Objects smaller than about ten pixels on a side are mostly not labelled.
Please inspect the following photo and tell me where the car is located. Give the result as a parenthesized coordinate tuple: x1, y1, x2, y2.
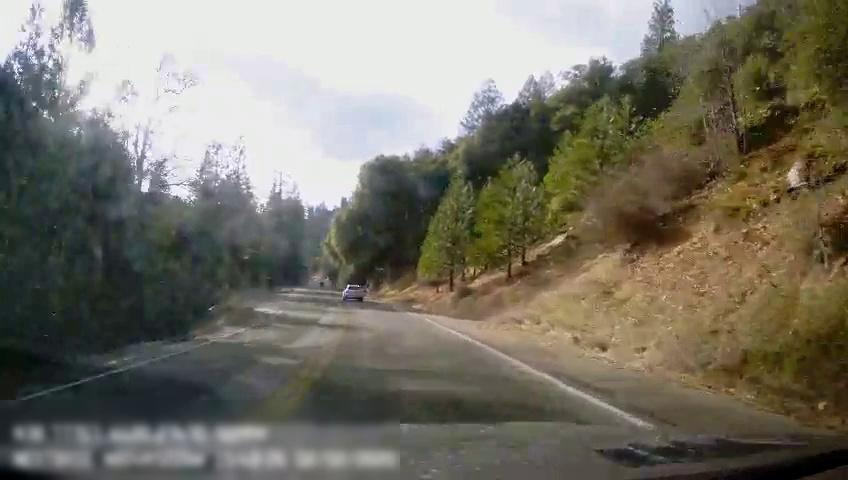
(342, 284, 364, 302)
